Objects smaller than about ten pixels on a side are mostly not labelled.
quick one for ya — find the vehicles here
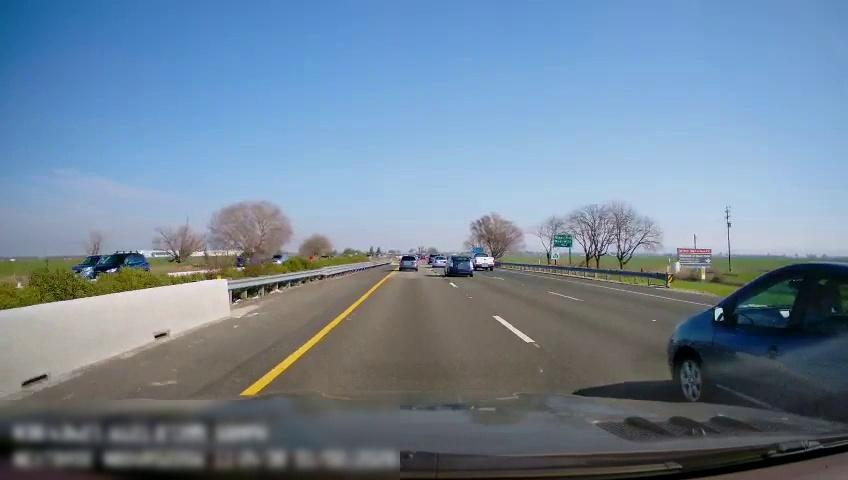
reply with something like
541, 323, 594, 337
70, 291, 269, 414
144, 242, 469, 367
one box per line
271, 254, 288, 264
80, 253, 151, 280
472, 251, 496, 272
71, 255, 103, 274
445, 255, 475, 278
666, 262, 848, 424
399, 254, 419, 271
432, 255, 447, 268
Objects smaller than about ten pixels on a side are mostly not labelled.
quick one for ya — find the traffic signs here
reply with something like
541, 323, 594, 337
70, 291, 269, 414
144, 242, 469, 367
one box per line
553, 233, 573, 247
550, 247, 560, 260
